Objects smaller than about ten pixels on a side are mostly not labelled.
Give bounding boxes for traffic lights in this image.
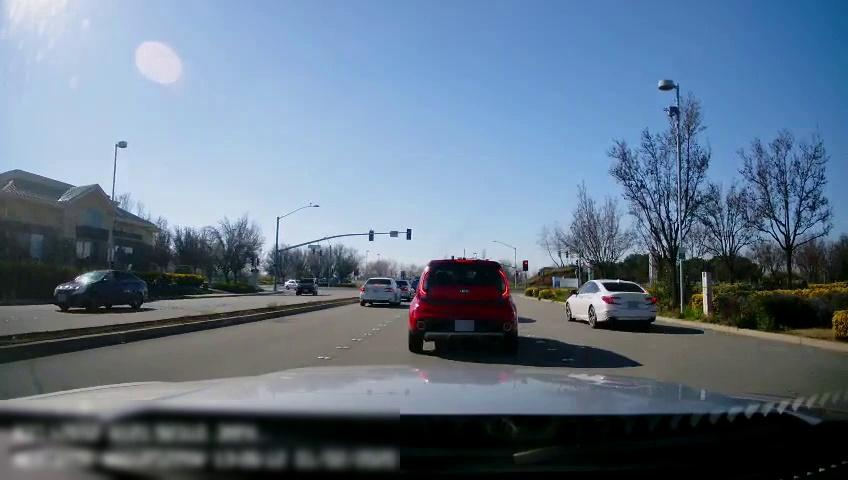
[368,230,374,241]
[522,260,528,272]
[406,229,412,240]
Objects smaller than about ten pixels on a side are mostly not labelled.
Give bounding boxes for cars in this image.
[564,279,657,332]
[359,277,402,308]
[285,280,301,290]
[52,270,148,314]
[408,258,518,356]
[394,280,415,302]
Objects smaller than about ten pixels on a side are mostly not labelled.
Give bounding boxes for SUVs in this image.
[296,278,319,296]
